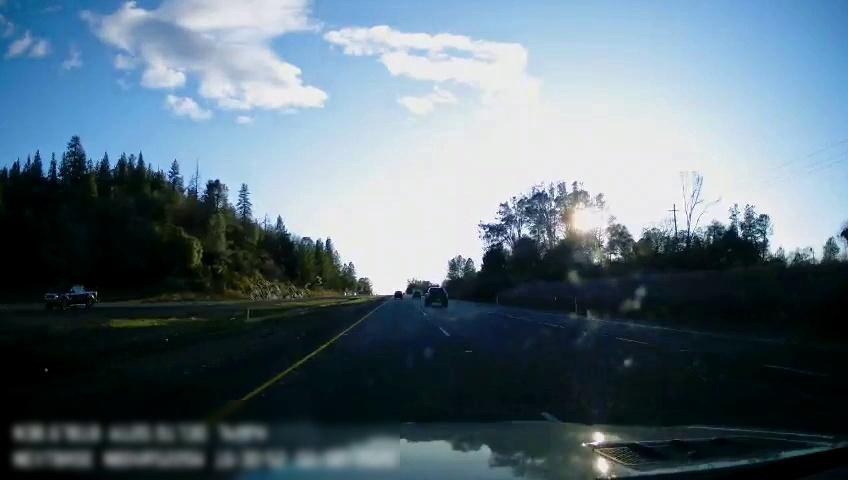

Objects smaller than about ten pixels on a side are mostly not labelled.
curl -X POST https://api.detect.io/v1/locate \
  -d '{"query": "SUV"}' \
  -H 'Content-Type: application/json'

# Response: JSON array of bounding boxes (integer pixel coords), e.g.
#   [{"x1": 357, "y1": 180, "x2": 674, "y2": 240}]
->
[{"x1": 424, "y1": 288, "x2": 448, "y2": 306}]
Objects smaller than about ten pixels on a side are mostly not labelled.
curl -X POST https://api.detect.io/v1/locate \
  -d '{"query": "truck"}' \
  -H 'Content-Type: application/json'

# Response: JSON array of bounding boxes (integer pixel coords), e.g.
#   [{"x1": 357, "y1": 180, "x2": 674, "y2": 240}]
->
[{"x1": 44, "y1": 284, "x2": 97, "y2": 311}]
